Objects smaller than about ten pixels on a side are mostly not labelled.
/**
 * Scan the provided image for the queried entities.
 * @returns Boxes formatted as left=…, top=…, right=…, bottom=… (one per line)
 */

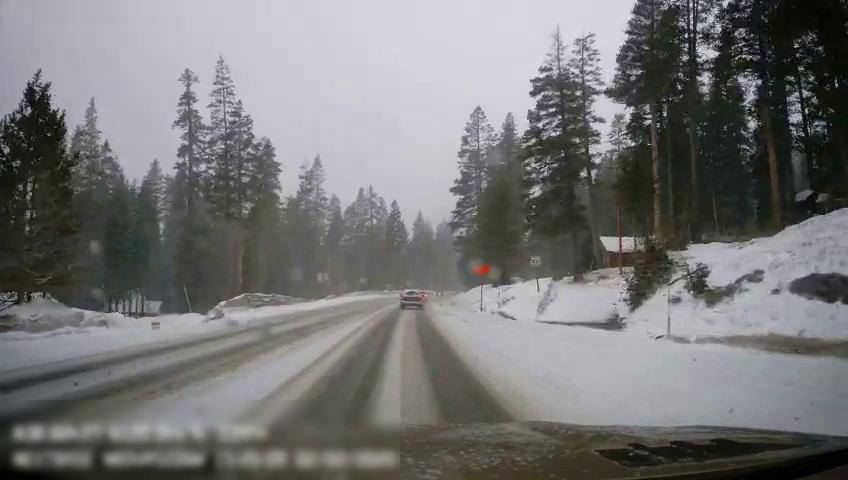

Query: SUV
left=397, top=288, right=426, bottom=310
